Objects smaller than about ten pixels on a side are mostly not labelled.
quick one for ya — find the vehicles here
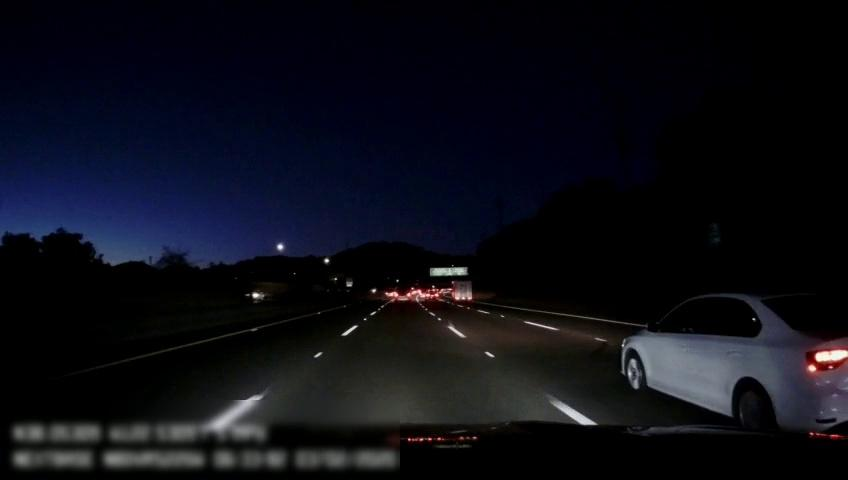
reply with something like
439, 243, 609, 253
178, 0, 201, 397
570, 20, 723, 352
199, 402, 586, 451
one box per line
424, 290, 439, 302
393, 289, 412, 303
243, 289, 272, 299
620, 291, 848, 434
450, 280, 472, 308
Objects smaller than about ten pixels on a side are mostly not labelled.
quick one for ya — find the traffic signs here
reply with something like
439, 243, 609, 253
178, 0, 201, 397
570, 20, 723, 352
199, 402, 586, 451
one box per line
707, 222, 721, 249
449, 267, 468, 276
429, 267, 450, 276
